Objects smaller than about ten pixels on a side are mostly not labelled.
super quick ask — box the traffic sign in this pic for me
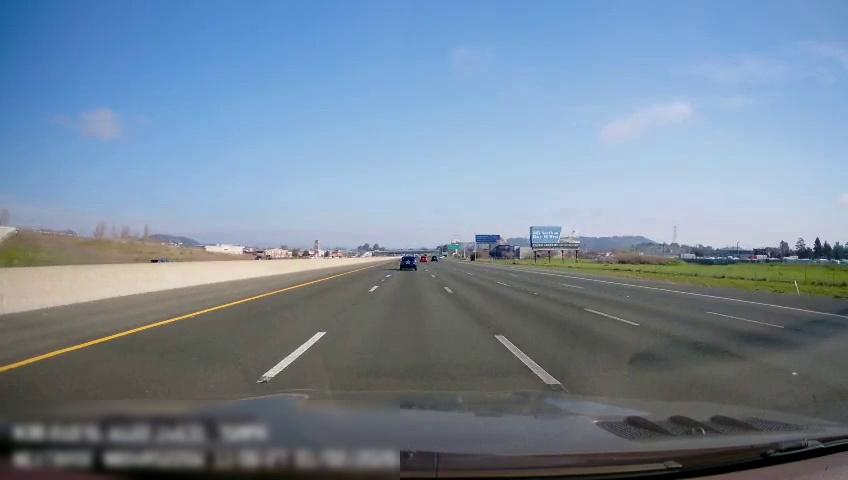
[448,245,461,251]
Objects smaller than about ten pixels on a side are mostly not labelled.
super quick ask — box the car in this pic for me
[401,257,418,271]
